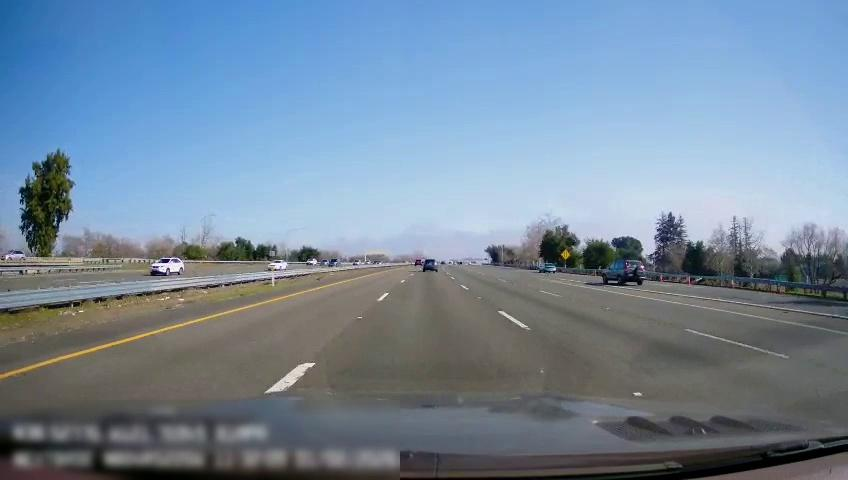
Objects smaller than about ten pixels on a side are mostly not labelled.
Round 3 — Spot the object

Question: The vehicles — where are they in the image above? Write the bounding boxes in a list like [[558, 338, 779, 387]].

[[0, 249, 26, 262], [601, 258, 645, 286], [414, 258, 423, 266], [537, 262, 557, 273], [150, 257, 185, 276], [423, 259, 438, 272], [306, 258, 318, 266], [328, 258, 341, 267], [268, 259, 289, 271]]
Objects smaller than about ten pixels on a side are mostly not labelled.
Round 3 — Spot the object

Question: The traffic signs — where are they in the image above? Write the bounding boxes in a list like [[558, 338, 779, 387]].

[[560, 247, 572, 261]]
